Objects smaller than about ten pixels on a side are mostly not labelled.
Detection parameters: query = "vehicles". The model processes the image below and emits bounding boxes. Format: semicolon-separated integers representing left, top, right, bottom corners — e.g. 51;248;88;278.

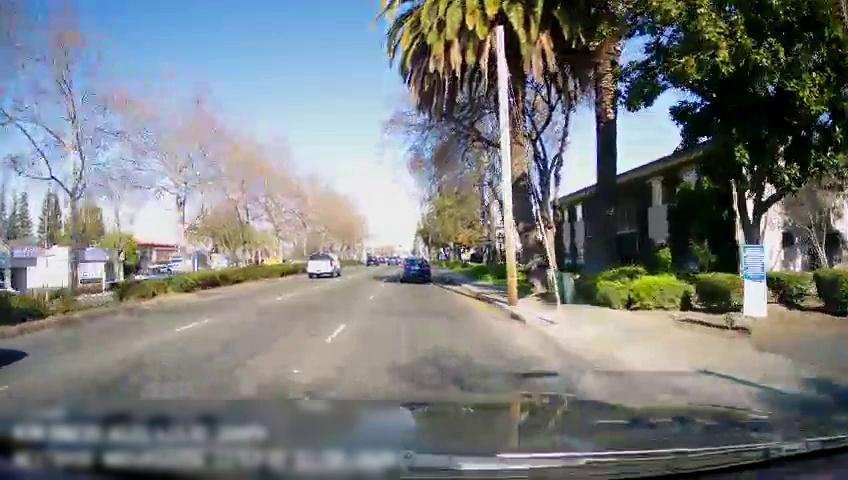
367;256;379;265
402;256;430;280
306;253;341;278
